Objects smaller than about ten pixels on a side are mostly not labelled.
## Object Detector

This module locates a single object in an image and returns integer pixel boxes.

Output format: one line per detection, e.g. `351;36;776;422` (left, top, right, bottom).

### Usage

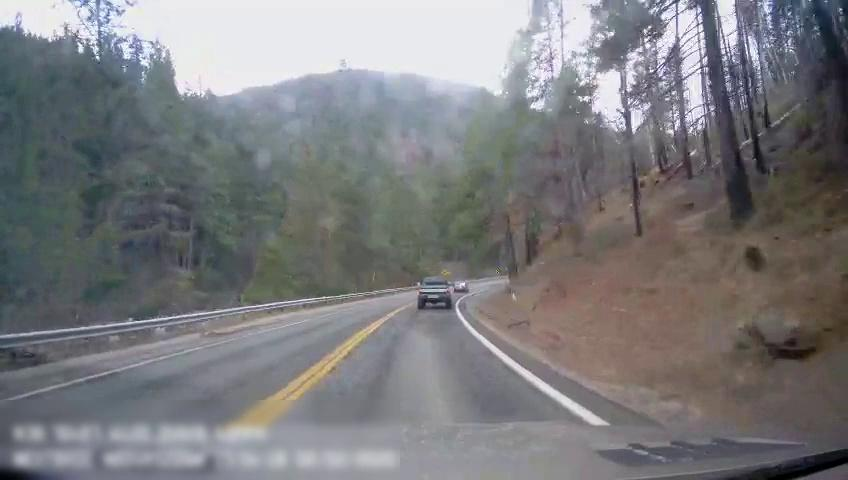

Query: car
453;280;469;293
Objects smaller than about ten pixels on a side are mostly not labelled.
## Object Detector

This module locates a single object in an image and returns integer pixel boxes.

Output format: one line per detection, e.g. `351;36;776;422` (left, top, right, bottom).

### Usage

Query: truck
417;276;454;310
